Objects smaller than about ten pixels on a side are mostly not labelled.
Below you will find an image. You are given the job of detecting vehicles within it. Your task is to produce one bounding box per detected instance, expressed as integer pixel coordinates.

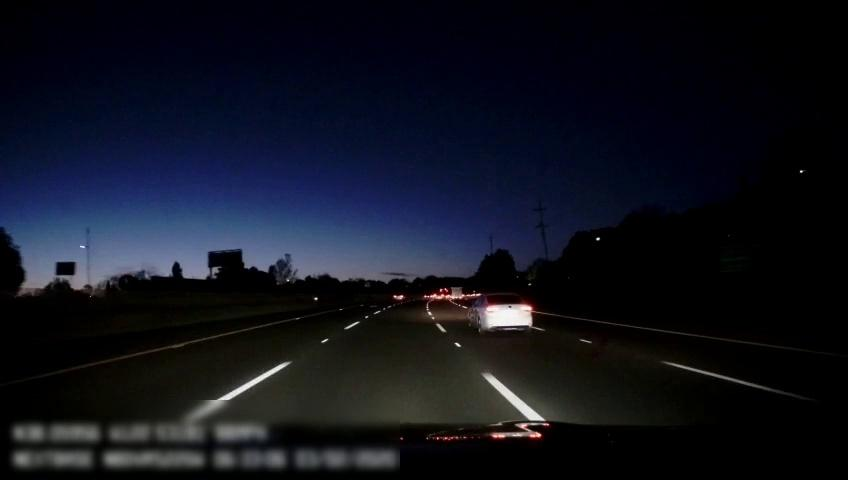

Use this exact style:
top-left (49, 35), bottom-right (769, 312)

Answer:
top-left (466, 292), bottom-right (533, 336)
top-left (452, 287), bottom-right (463, 300)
